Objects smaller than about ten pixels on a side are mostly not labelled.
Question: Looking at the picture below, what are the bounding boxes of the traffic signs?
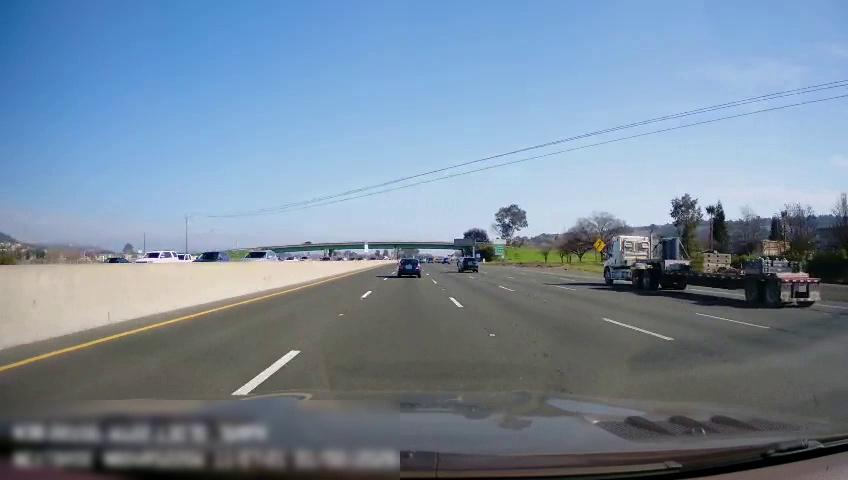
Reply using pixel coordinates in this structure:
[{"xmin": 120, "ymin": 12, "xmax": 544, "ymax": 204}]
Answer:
[
  {"xmin": 494, "ymin": 243, "xmax": 505, "ymax": 255},
  {"xmin": 453, "ymin": 239, "xmax": 477, "ymax": 247},
  {"xmin": 594, "ymin": 239, "xmax": 606, "ymax": 252},
  {"xmin": 363, "ymin": 239, "xmax": 369, "ymax": 253}
]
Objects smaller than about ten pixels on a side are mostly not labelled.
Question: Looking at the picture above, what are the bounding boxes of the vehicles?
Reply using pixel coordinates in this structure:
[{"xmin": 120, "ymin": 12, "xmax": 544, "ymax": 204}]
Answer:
[
  {"xmin": 101, "ymin": 257, "xmax": 132, "ymax": 265},
  {"xmin": 397, "ymin": 259, "xmax": 421, "ymax": 277},
  {"xmin": 457, "ymin": 258, "xmax": 478, "ymax": 273},
  {"xmin": 176, "ymin": 253, "xmax": 194, "ymax": 263},
  {"xmin": 239, "ymin": 248, "xmax": 279, "ymax": 263},
  {"xmin": 135, "ymin": 251, "xmax": 180, "ymax": 265},
  {"xmin": 193, "ymin": 251, "xmax": 231, "ymax": 263},
  {"xmin": 602, "ymin": 232, "xmax": 822, "ymax": 308}
]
